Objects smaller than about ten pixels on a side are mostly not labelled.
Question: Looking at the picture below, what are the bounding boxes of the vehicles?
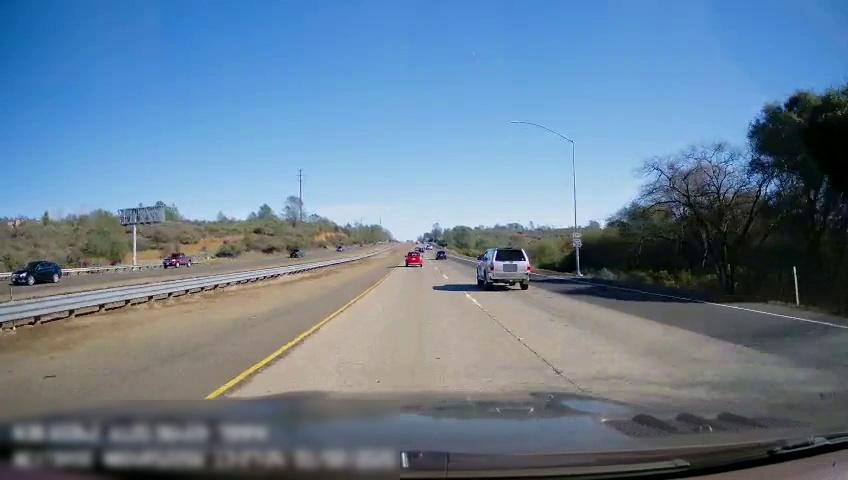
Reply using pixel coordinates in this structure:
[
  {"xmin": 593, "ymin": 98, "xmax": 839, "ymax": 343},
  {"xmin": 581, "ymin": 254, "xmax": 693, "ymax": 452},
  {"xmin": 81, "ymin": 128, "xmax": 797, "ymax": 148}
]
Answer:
[
  {"xmin": 435, "ymin": 250, "xmax": 447, "ymax": 260},
  {"xmin": 162, "ymin": 252, "xmax": 193, "ymax": 269},
  {"xmin": 335, "ymin": 245, "xmax": 345, "ymax": 253},
  {"xmin": 474, "ymin": 247, "xmax": 531, "ymax": 291},
  {"xmin": 405, "ymin": 250, "xmax": 424, "ymax": 267},
  {"xmin": 289, "ymin": 248, "xmax": 305, "ymax": 259},
  {"xmin": 9, "ymin": 260, "xmax": 63, "ymax": 287}
]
